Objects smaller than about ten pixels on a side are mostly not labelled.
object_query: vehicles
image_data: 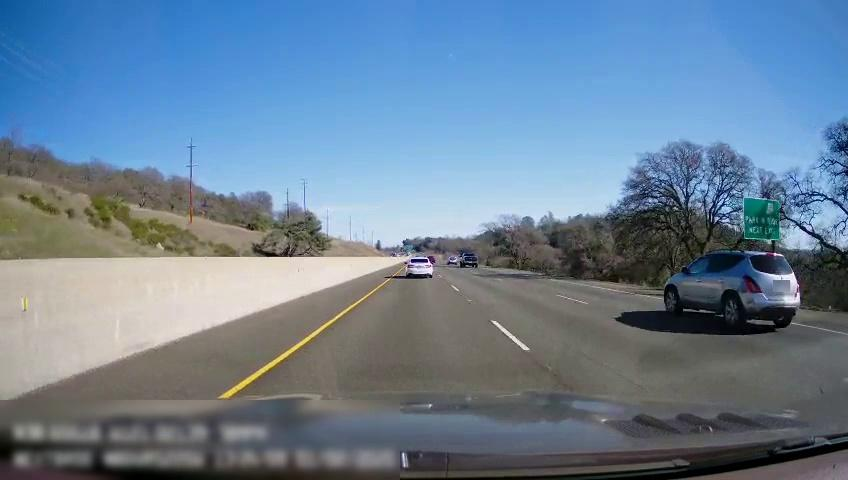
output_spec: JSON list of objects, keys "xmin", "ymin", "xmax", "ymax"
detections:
[
  {"xmin": 664, "ymin": 249, "xmax": 802, "ymax": 330},
  {"xmin": 460, "ymin": 254, "xmax": 478, "ymax": 268},
  {"xmin": 404, "ymin": 257, "xmax": 434, "ymax": 279},
  {"xmin": 424, "ymin": 254, "xmax": 436, "ymax": 263},
  {"xmin": 447, "ymin": 256, "xmax": 457, "ymax": 265}
]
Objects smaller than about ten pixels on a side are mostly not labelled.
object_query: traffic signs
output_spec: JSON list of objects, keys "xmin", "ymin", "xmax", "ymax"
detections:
[{"xmin": 743, "ymin": 199, "xmax": 782, "ymax": 240}]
